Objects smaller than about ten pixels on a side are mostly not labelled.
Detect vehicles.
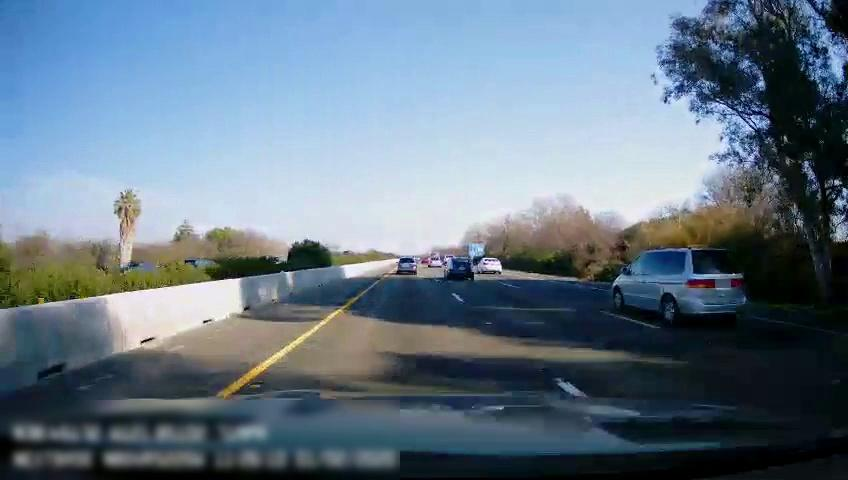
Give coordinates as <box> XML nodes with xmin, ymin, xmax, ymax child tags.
<box><xmin>444</xmin><ymin>256</ymin><xmax>454</xmax><ymax>262</ymax></box>
<box><xmin>475</xmin><ymin>257</ymin><xmax>502</xmax><ymax>276</ymax></box>
<box><xmin>427</xmin><ymin>257</ymin><xmax>442</xmax><ymax>269</ymax></box>
<box><xmin>442</xmin><ymin>256</ymin><xmax>474</xmax><ymax>280</ymax></box>
<box><xmin>118</xmin><ymin>261</ymin><xmax>157</xmax><ymax>274</ymax></box>
<box><xmin>396</xmin><ymin>256</ymin><xmax>419</xmax><ymax>275</ymax></box>
<box><xmin>608</xmin><ymin>247</ymin><xmax>747</xmax><ymax>331</ymax></box>
<box><xmin>183</xmin><ymin>258</ymin><xmax>216</xmax><ymax>271</ymax></box>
